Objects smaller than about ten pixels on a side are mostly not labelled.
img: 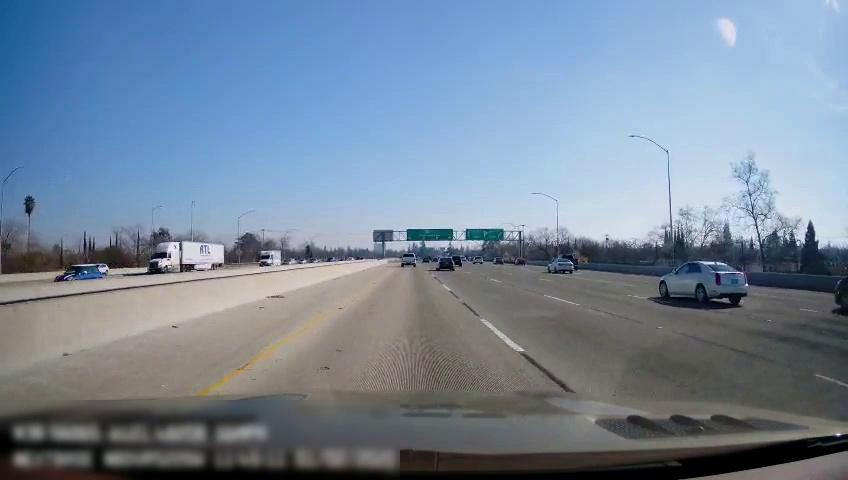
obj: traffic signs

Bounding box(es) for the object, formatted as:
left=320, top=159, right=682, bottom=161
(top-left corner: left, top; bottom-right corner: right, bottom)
left=406, top=228, right=454, bottom=242
left=465, top=228, right=505, bottom=242
left=372, top=229, right=394, bottom=242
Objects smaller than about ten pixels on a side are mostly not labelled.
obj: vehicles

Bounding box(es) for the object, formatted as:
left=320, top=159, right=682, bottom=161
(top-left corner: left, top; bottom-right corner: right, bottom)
left=658, top=261, right=751, bottom=307
left=833, top=276, right=848, bottom=312
left=559, top=255, right=579, bottom=271
left=146, top=240, right=225, bottom=276
left=436, top=255, right=455, bottom=272
left=493, top=257, right=504, bottom=265
left=546, top=258, right=575, bottom=275
left=92, top=263, right=110, bottom=276
left=282, top=258, right=298, bottom=265
left=473, top=256, right=484, bottom=265
left=451, top=255, right=463, bottom=267
left=400, top=252, right=417, bottom=268
left=257, top=249, right=282, bottom=267
left=514, top=257, right=526, bottom=266
left=53, top=263, right=103, bottom=283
